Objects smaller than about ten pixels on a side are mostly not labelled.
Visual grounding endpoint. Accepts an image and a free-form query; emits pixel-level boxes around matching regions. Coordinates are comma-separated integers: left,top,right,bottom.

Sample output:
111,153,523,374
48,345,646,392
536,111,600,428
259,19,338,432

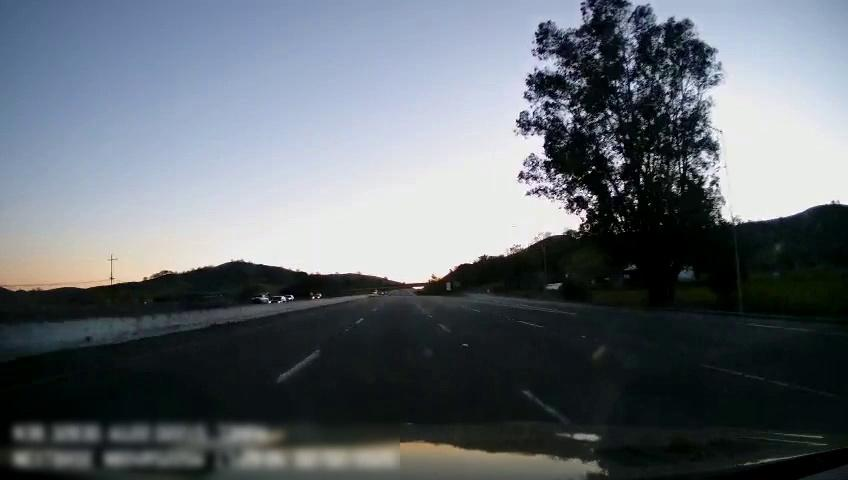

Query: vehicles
268,296,287,304
251,294,270,305
283,294,295,302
